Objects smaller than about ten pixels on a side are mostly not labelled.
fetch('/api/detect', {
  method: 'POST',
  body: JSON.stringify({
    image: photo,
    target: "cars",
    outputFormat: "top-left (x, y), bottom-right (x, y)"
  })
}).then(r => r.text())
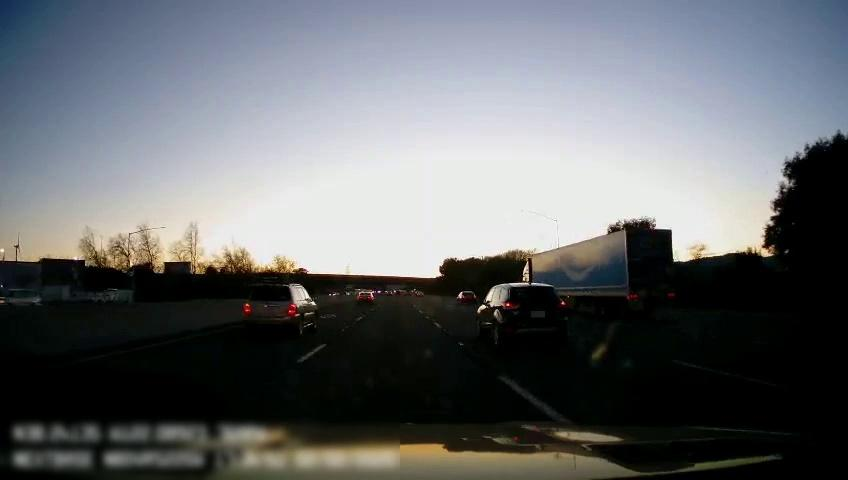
top-left (357, 291), bottom-right (375, 305)
top-left (457, 291), bottom-right (477, 304)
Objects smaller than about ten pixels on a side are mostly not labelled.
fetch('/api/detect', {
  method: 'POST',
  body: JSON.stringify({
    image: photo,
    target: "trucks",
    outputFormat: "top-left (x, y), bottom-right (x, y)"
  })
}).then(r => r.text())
top-left (522, 228), bottom-right (676, 321)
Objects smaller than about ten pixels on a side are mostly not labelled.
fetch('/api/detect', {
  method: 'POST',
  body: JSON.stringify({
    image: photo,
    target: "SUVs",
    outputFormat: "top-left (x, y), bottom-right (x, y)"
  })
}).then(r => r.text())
top-left (0, 289), bottom-right (42, 309)
top-left (242, 283), bottom-right (320, 338)
top-left (477, 283), bottom-right (568, 346)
